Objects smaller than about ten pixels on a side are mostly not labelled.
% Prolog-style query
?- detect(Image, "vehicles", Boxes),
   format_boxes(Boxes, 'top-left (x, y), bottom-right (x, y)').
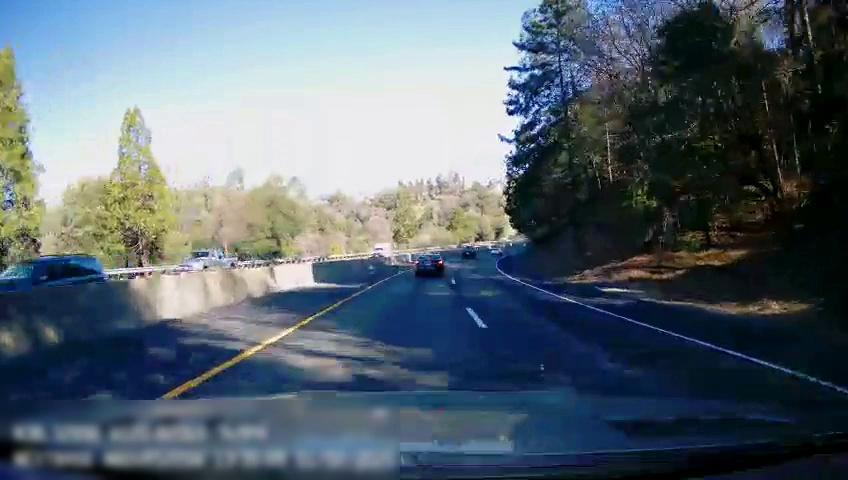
top-left (174, 249), bottom-right (239, 273)
top-left (414, 253), bottom-right (444, 278)
top-left (0, 254), bottom-right (108, 294)
top-left (370, 243), bottom-right (394, 258)
top-left (460, 246), bottom-right (477, 259)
